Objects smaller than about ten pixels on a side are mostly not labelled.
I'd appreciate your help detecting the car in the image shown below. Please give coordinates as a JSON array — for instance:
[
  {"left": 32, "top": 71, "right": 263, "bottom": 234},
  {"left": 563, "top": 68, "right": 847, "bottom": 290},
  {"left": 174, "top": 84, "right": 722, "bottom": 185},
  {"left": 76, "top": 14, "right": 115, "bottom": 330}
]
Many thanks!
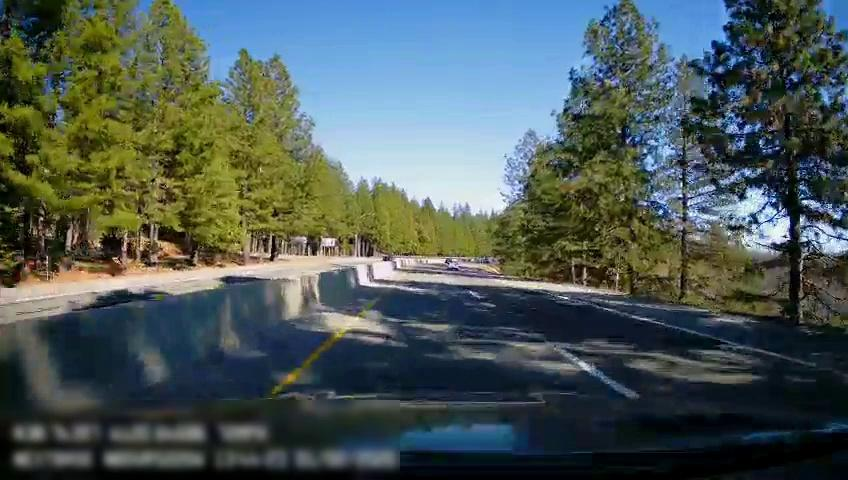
[{"left": 446, "top": 259, "right": 460, "bottom": 271}]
